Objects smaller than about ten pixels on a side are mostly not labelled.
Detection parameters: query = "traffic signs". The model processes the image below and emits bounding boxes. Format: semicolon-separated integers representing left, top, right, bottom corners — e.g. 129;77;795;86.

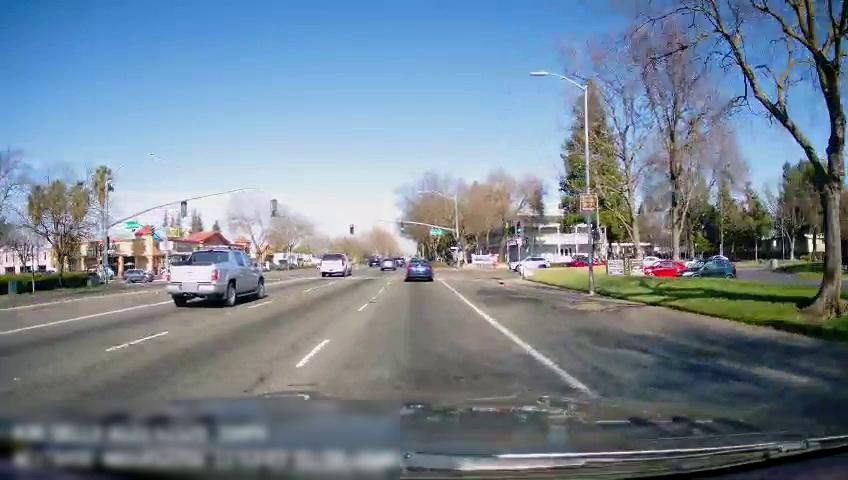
126;221;140;231
432;229;444;235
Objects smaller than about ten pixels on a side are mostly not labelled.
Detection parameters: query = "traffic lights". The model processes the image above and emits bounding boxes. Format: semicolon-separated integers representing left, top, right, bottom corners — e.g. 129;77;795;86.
349;224;355;235
269;198;280;218
179;199;187;217
517;224;522;238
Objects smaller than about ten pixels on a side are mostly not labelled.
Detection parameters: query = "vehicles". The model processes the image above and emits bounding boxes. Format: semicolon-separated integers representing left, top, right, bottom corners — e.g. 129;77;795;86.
126;269;154;285
167;250;267;308
370;256;385;266
320;254;352;277
561;254;600;268
509;256;551;272
381;257;396;271
406;260;434;282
